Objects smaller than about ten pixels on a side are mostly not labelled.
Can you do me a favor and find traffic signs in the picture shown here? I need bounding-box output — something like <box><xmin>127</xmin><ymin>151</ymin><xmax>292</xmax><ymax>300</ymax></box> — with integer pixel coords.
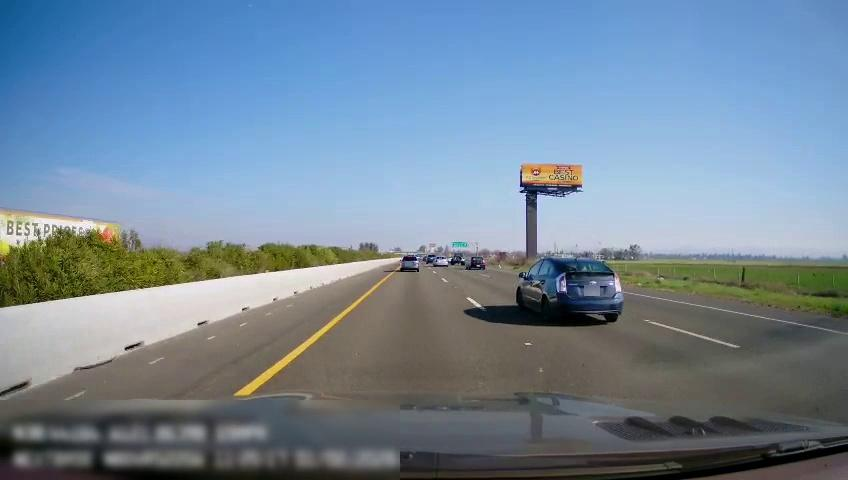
<box><xmin>453</xmin><ymin>242</ymin><xmax>468</xmax><ymax>249</ymax></box>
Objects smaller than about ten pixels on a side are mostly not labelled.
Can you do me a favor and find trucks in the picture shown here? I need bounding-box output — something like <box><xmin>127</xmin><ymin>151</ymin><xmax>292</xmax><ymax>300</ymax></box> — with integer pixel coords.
<box><xmin>0</xmin><ymin>210</ymin><xmax>121</xmax><ymax>259</ymax></box>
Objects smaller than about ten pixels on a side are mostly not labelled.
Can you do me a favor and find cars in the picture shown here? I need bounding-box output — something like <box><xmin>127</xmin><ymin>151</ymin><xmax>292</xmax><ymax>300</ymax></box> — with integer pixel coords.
<box><xmin>450</xmin><ymin>252</ymin><xmax>466</xmax><ymax>267</ymax></box>
<box><xmin>398</xmin><ymin>256</ymin><xmax>419</xmax><ymax>274</ymax></box>
<box><xmin>433</xmin><ymin>255</ymin><xmax>448</xmax><ymax>267</ymax></box>
<box><xmin>515</xmin><ymin>257</ymin><xmax>624</xmax><ymax>323</ymax></box>
<box><xmin>464</xmin><ymin>257</ymin><xmax>486</xmax><ymax>271</ymax></box>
